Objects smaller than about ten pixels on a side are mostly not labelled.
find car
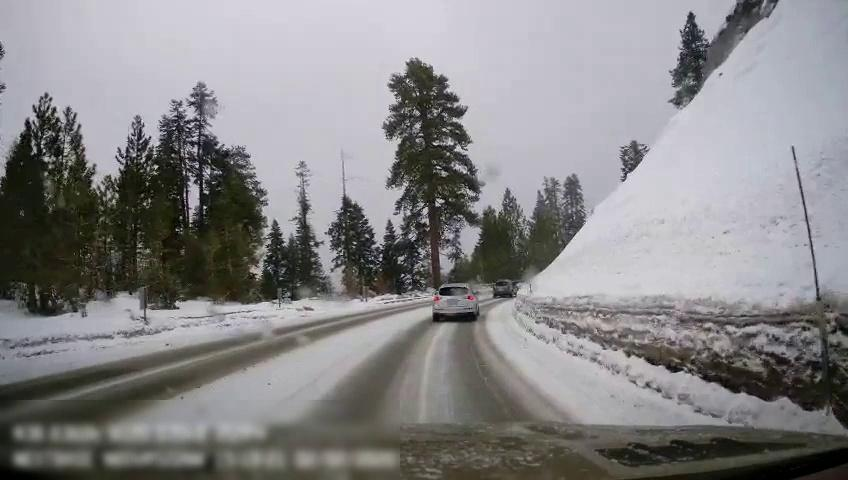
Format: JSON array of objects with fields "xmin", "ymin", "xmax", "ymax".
[{"xmin": 493, "ymin": 279, "xmax": 518, "ymax": 298}]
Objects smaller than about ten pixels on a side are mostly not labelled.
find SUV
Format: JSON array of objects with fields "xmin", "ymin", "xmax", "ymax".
[{"xmin": 432, "ymin": 284, "xmax": 480, "ymax": 322}]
